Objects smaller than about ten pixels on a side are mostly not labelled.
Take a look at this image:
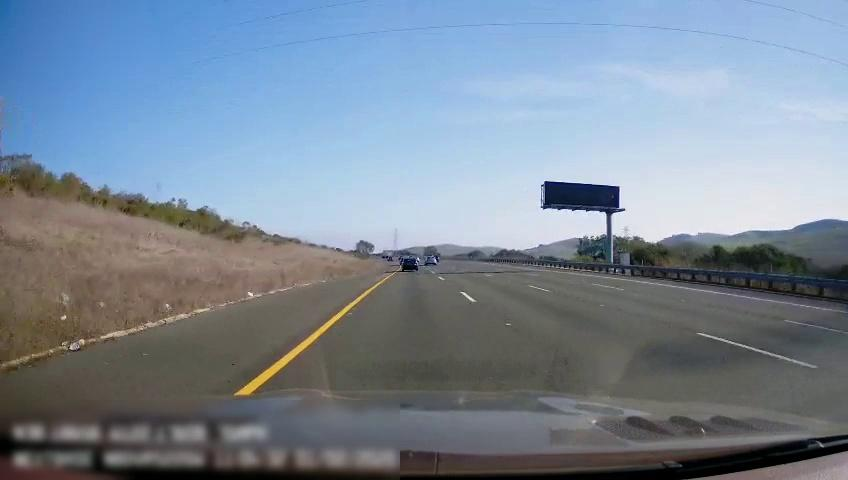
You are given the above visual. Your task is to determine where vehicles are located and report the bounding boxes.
[425,257,436,266]
[381,252,393,258]
[399,257,405,265]
[401,257,419,272]
[430,255,440,262]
